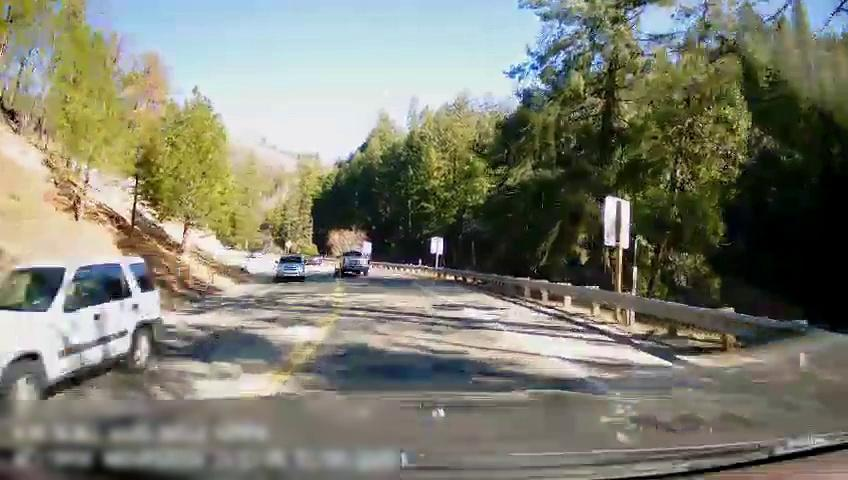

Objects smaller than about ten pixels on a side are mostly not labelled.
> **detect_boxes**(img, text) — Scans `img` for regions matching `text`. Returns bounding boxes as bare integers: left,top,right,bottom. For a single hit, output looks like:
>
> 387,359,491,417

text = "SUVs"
0,256,162,419
273,255,306,283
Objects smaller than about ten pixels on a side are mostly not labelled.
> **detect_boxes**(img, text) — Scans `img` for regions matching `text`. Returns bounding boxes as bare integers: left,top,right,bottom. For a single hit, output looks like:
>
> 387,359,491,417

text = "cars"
305,252,324,266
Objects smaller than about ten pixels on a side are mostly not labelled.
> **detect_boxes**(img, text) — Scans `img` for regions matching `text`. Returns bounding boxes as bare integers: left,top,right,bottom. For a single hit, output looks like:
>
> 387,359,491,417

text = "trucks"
334,248,371,277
